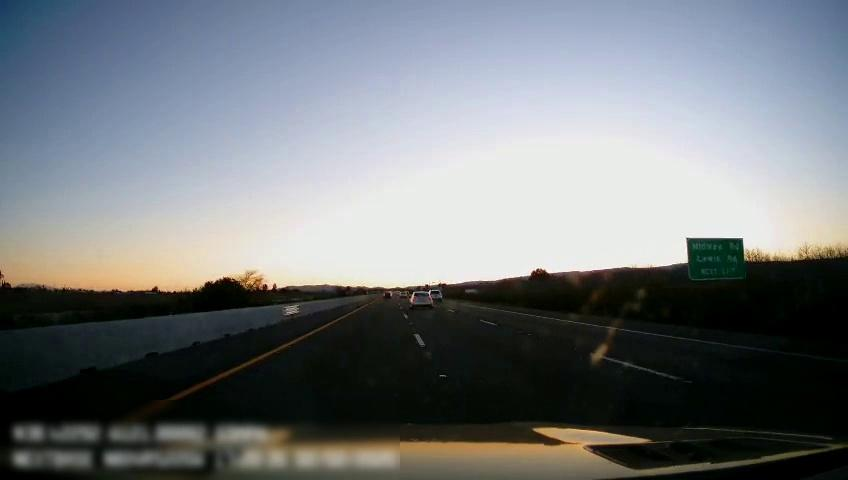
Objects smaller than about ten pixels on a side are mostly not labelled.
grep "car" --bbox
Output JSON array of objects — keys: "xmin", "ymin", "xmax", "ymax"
[{"xmin": 410, "ymin": 290, "xmax": 433, "ymax": 309}]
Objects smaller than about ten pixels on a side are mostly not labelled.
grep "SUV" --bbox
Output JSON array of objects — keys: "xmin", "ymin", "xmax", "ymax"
[{"xmin": 429, "ymin": 289, "xmax": 443, "ymax": 302}]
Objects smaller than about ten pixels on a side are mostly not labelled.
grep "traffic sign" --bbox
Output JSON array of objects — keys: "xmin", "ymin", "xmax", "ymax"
[{"xmin": 685, "ymin": 235, "xmax": 747, "ymax": 282}]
